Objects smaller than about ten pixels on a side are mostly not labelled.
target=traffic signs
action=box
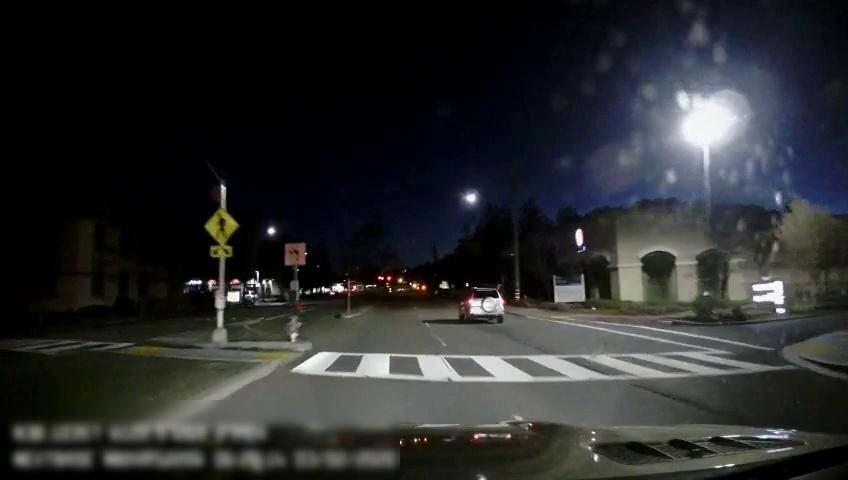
[204,207,238,245]
[286,244,306,266]
[210,245,233,257]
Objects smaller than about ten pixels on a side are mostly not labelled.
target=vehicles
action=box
[458,287,505,325]
[244,290,259,304]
